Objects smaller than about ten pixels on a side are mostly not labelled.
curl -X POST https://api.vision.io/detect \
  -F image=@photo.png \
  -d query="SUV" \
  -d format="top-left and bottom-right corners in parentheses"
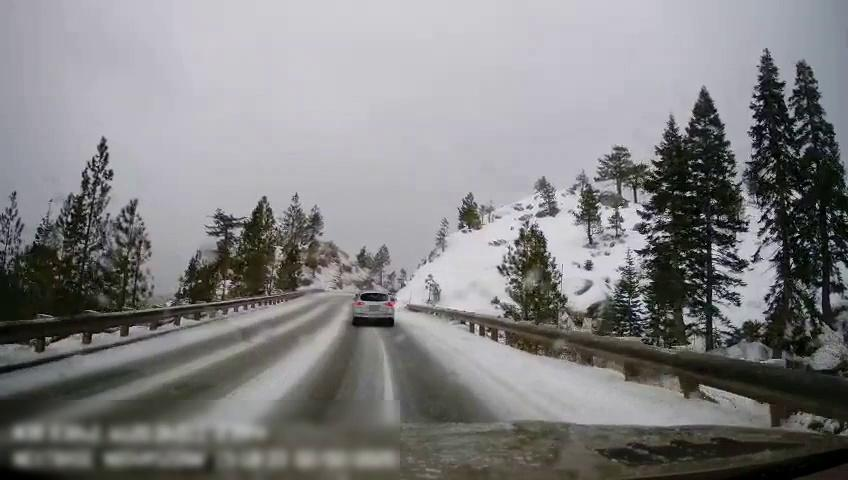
top-left (352, 292), bottom-right (395, 327)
